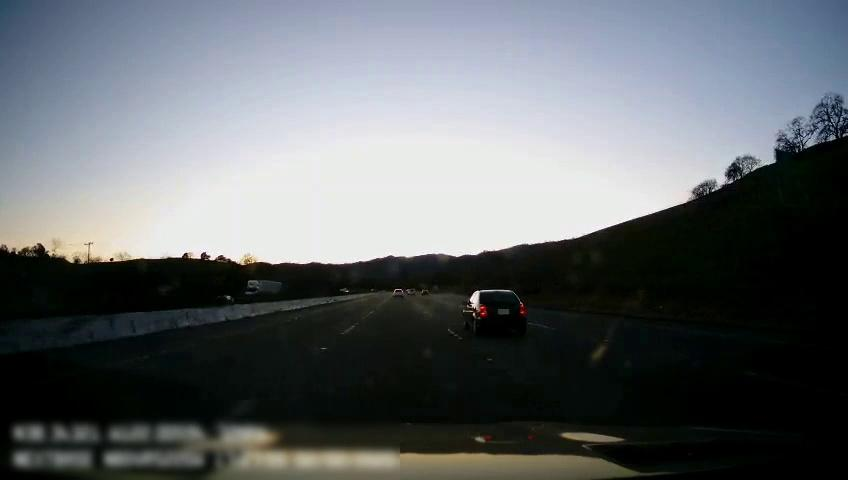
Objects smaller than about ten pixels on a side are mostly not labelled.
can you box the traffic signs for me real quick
[775,149,810,209]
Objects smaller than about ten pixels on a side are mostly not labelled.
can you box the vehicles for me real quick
[217,295,235,306]
[245,280,283,301]
[392,289,404,298]
[461,290,527,337]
